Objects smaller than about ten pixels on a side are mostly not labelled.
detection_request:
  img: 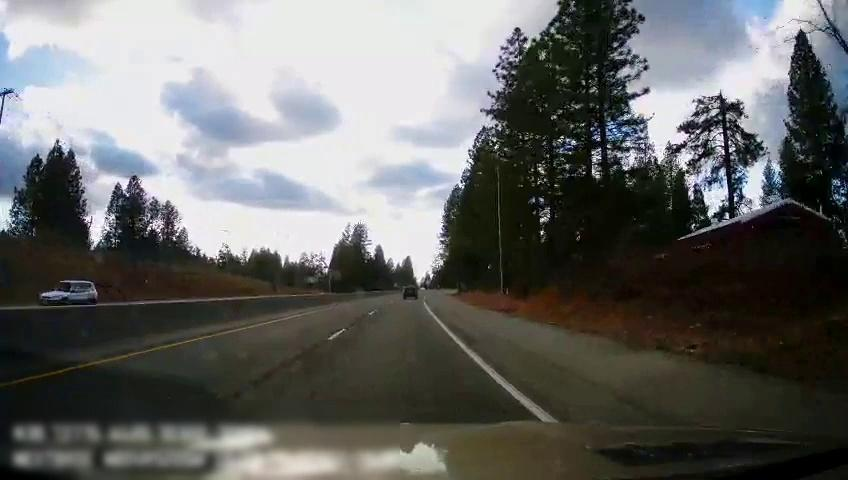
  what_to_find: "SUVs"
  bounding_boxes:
[37,281,99,307]
[402,285,419,300]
